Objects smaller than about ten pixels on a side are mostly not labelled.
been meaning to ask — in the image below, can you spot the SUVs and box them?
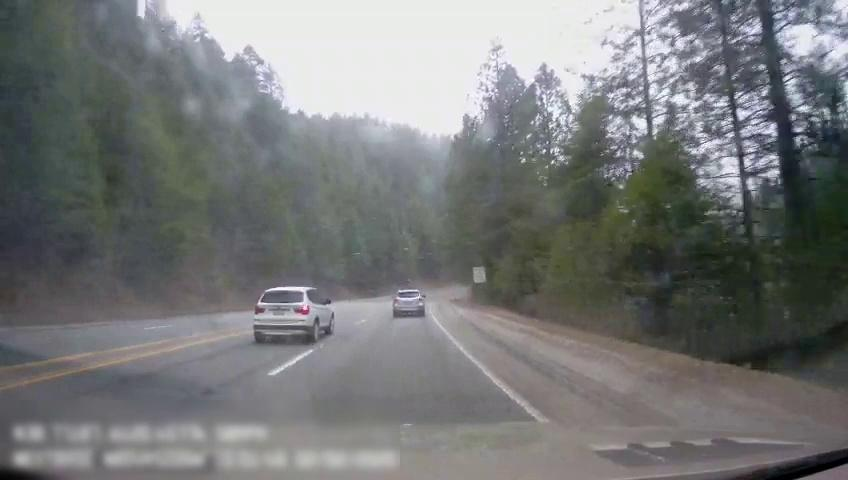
[252,286,336,344]
[392,289,426,317]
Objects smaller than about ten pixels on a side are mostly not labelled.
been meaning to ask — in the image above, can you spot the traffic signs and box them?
[473,267,486,283]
